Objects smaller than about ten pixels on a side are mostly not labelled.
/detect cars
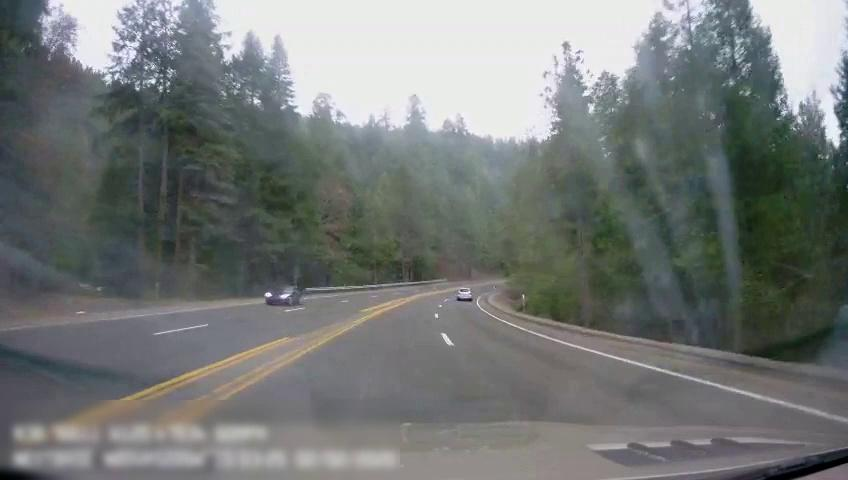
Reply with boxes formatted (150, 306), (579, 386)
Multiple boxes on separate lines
(263, 285), (302, 306)
(456, 287), (473, 301)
